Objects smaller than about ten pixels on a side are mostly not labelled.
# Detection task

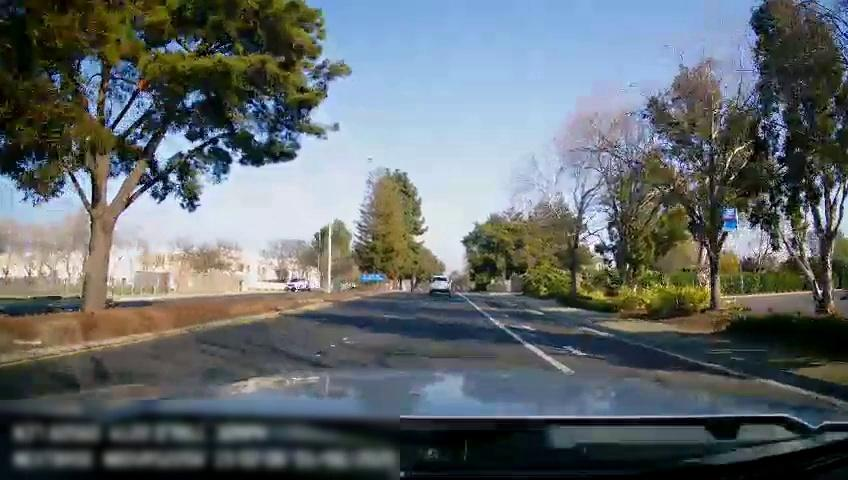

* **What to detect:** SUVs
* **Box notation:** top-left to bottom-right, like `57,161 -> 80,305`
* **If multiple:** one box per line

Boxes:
284,278 -> 311,292
428,273 -> 451,296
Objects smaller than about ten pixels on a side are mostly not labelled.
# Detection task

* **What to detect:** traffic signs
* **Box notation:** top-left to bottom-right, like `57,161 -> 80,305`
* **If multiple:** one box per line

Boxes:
361,272 -> 385,282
